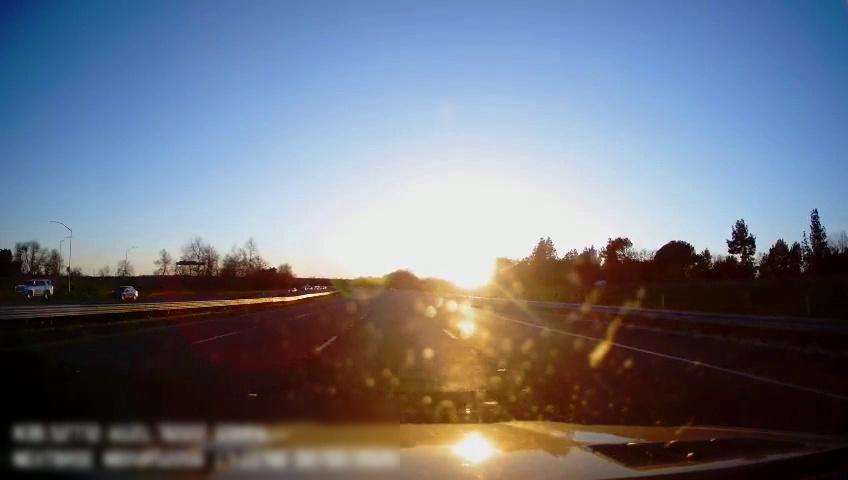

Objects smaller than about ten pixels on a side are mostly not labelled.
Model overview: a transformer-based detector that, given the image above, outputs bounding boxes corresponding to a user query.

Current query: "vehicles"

[111,286,138,300]
[13,279,54,300]
[594,280,607,286]
[287,287,298,293]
